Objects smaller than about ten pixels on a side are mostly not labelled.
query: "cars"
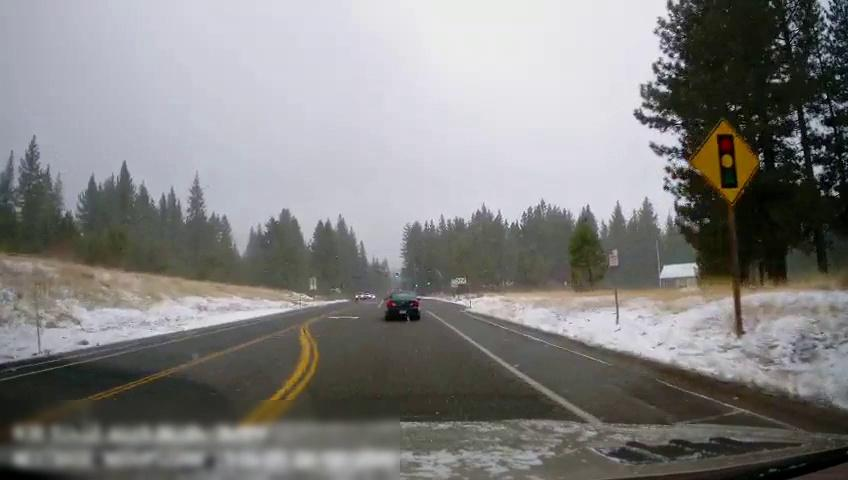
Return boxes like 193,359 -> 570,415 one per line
383,293 -> 421,322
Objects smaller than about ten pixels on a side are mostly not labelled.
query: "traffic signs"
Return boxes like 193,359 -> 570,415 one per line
608,255 -> 619,267
687,116 -> 760,206
455,277 -> 467,285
